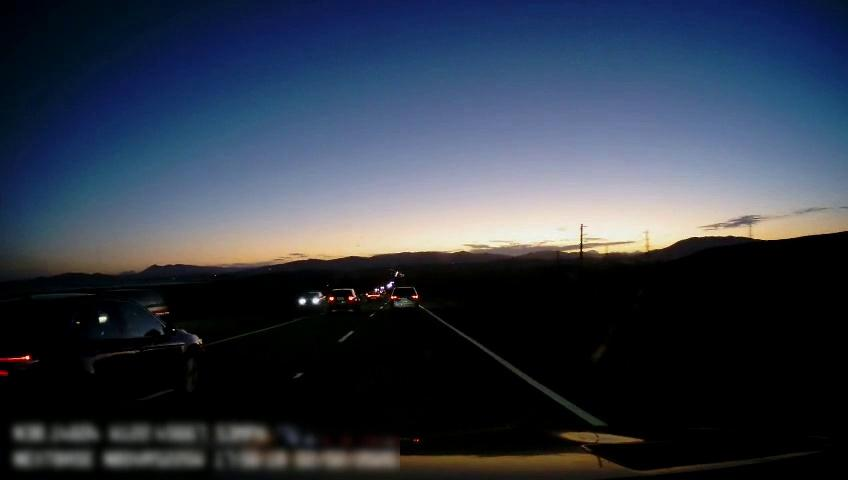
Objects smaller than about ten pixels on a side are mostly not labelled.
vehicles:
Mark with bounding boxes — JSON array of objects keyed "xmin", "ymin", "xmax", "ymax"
[
  {"xmin": 296, "ymin": 291, "xmax": 325, "ymax": 308},
  {"xmin": 102, "ymin": 288, "xmax": 169, "ymax": 323},
  {"xmin": 366, "ymin": 291, "xmax": 382, "ymax": 304},
  {"xmin": 0, "ymin": 292, "xmax": 208, "ymax": 441},
  {"xmin": 327, "ymin": 288, "xmax": 361, "ymax": 317},
  {"xmin": 390, "ymin": 286, "xmax": 420, "ymax": 316}
]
